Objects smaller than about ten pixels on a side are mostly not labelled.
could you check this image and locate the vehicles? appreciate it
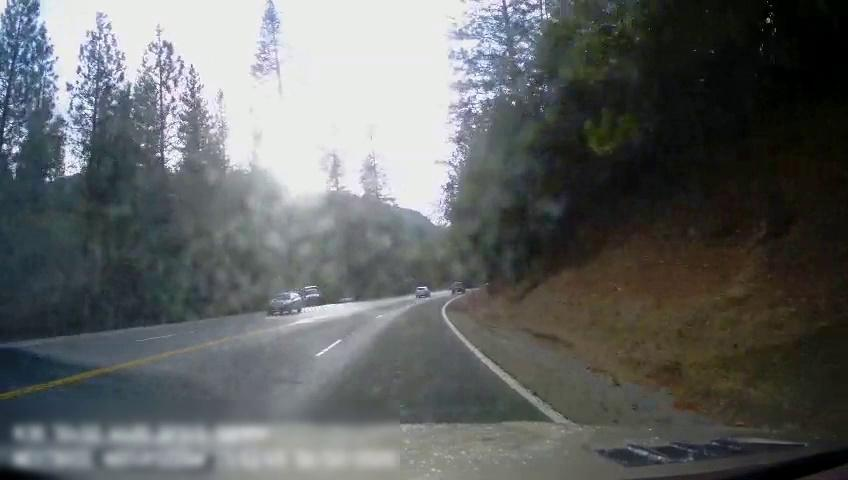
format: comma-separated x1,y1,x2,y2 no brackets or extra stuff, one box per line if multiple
298,284,321,306
267,291,303,315
415,286,431,299
450,281,465,294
